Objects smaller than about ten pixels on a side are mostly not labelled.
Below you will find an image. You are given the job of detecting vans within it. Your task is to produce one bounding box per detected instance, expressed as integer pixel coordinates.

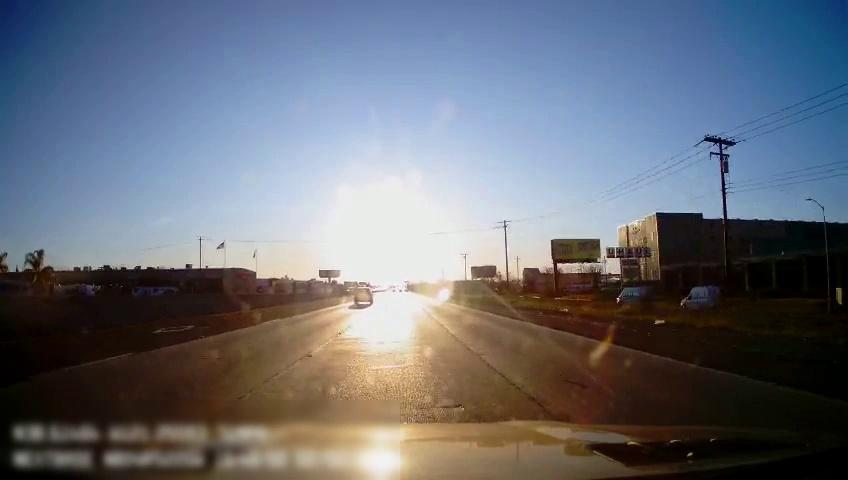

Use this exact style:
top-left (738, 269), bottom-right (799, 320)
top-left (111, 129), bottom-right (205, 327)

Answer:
top-left (679, 286), bottom-right (720, 312)
top-left (616, 287), bottom-right (646, 306)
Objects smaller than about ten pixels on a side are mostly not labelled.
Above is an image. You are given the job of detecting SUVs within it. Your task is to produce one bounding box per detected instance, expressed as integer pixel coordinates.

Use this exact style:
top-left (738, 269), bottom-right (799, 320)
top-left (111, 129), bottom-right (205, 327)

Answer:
top-left (354, 287), bottom-right (374, 305)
